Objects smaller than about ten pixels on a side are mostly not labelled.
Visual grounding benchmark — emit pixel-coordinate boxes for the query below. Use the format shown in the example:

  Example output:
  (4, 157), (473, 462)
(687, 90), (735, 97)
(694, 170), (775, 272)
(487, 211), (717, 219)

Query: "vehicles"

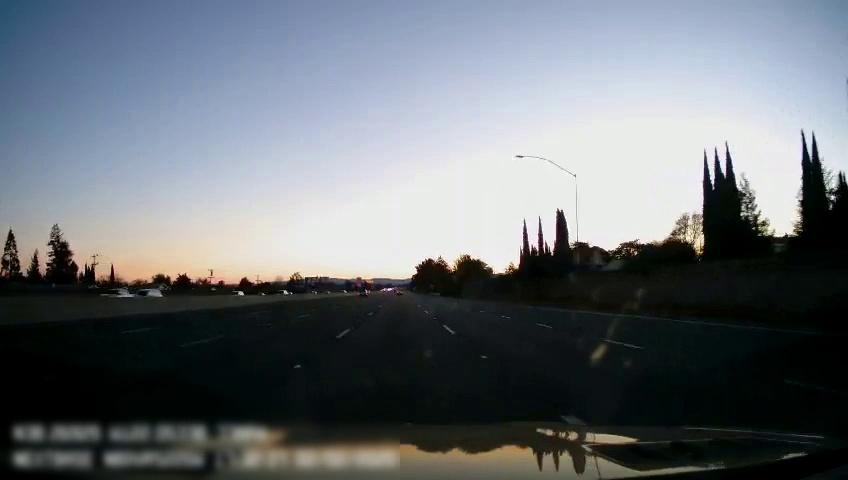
(359, 289), (368, 297)
(100, 288), (136, 299)
(133, 289), (163, 299)
(274, 290), (289, 297)
(229, 291), (245, 297)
